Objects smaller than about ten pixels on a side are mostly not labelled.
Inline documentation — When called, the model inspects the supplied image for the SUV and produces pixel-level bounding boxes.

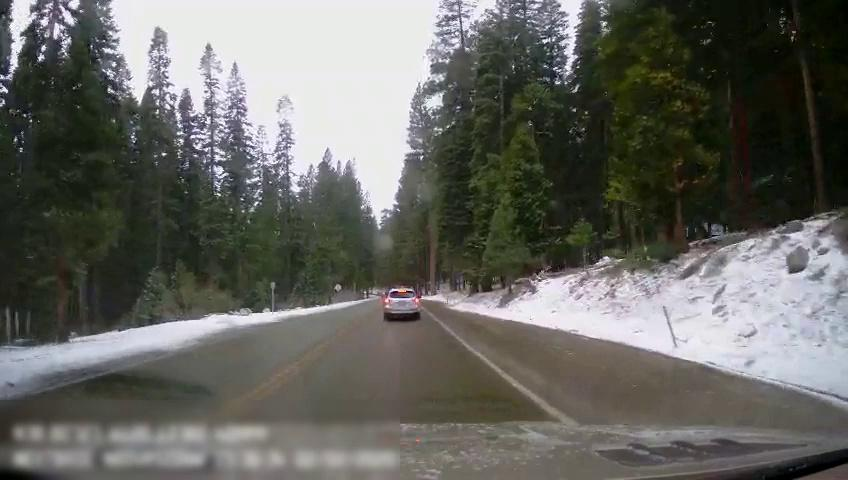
[382,287,422,322]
